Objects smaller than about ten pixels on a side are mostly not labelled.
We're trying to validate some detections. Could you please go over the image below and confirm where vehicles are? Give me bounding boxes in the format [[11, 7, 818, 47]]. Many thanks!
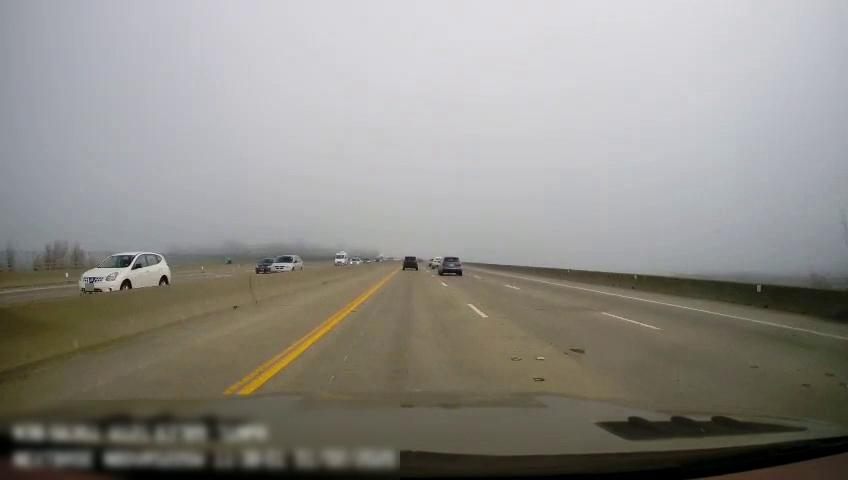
[[255, 257, 280, 275], [77, 250, 173, 296], [349, 257, 363, 265], [334, 250, 349, 266], [431, 257, 445, 269], [437, 255, 464, 277], [402, 256, 419, 271], [269, 254, 305, 274]]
